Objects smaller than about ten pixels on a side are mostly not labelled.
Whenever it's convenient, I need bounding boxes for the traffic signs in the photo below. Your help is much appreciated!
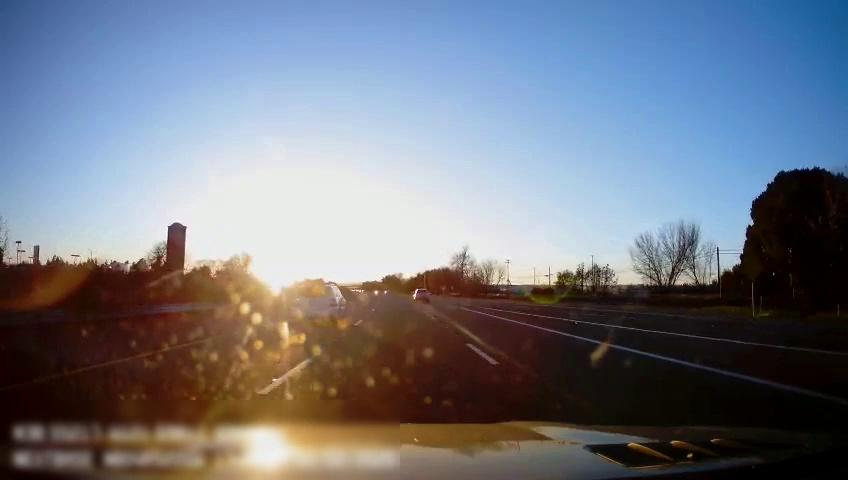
[743,249,767,281]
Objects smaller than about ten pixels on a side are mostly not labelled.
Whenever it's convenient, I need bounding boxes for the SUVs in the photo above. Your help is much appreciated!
[413,289,430,303]
[289,281,349,333]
